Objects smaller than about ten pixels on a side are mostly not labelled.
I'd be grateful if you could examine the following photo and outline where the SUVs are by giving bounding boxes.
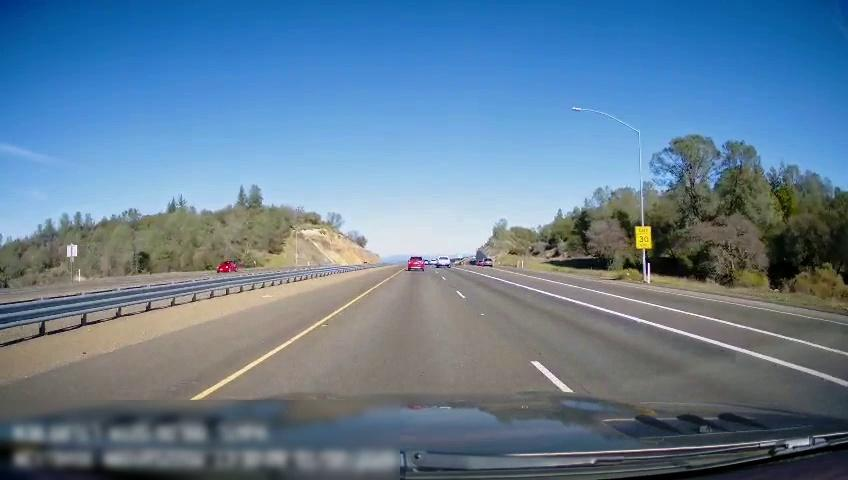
[480,258,494,268]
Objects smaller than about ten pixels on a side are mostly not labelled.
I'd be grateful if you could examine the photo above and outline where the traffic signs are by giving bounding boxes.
[635,226,652,249]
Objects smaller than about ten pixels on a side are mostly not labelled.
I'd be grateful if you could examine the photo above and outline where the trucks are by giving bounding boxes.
[436,257,450,268]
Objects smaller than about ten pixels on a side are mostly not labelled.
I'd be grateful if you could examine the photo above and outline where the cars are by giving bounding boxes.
[216,261,240,274]
[408,257,425,271]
